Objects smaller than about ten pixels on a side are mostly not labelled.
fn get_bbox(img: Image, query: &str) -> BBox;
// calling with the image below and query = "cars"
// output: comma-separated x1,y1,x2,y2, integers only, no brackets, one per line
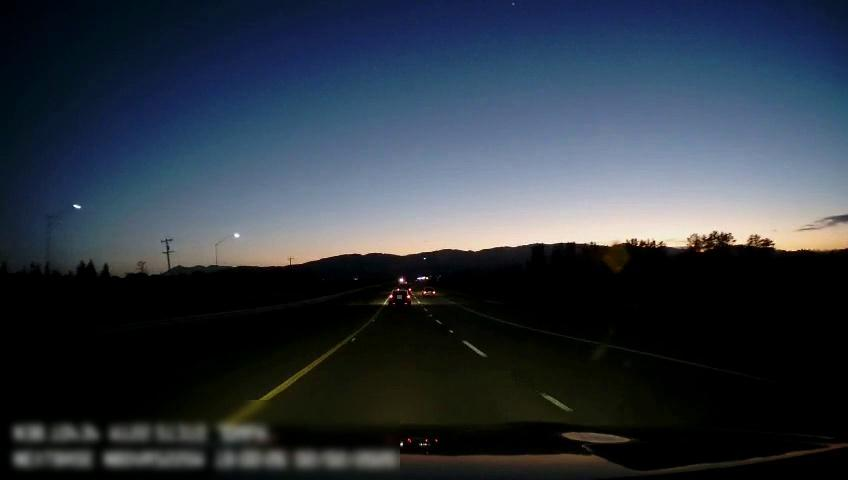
422,287,435,297
389,290,411,308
